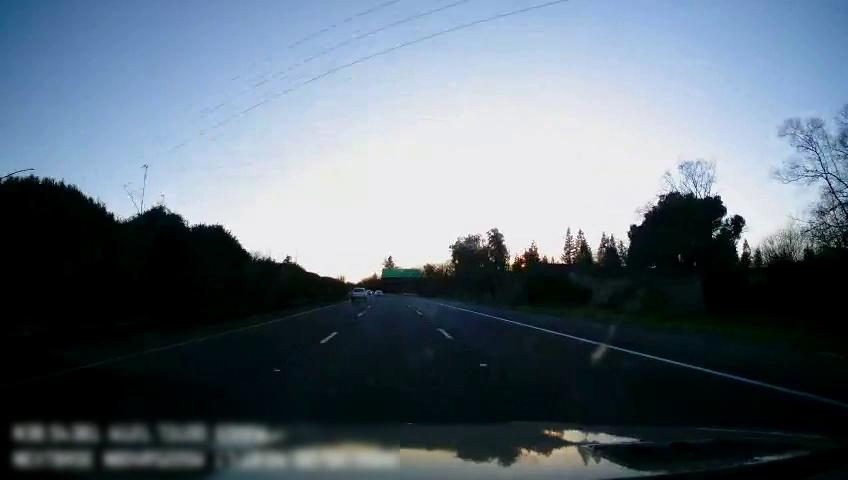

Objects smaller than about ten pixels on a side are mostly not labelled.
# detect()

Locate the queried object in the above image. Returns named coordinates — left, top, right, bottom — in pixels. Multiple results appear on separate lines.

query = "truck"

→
left=351, top=287, right=369, bottom=303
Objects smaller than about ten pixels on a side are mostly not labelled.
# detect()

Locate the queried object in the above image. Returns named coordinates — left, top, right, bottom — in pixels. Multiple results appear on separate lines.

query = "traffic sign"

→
left=381, top=267, right=423, bottom=283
